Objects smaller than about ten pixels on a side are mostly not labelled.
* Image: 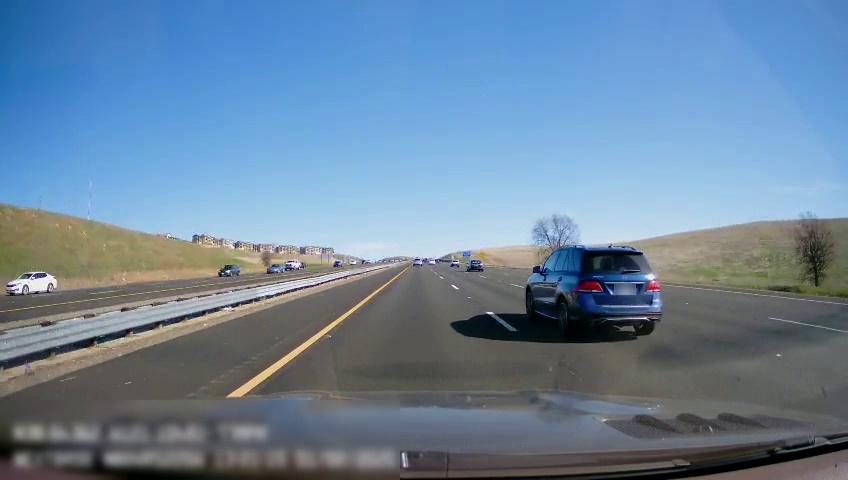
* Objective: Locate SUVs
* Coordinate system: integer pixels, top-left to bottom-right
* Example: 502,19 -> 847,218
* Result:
412,257 -> 423,267
524,247 -> 662,336
218,264 -> 240,277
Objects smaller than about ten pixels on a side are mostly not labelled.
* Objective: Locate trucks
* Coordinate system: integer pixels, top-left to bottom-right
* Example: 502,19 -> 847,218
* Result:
284,259 -> 302,271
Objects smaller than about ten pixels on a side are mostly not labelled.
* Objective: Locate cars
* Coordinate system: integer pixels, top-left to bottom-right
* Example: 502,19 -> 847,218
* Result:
6,272 -> 57,296
266,264 -> 286,274
466,259 -> 485,272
